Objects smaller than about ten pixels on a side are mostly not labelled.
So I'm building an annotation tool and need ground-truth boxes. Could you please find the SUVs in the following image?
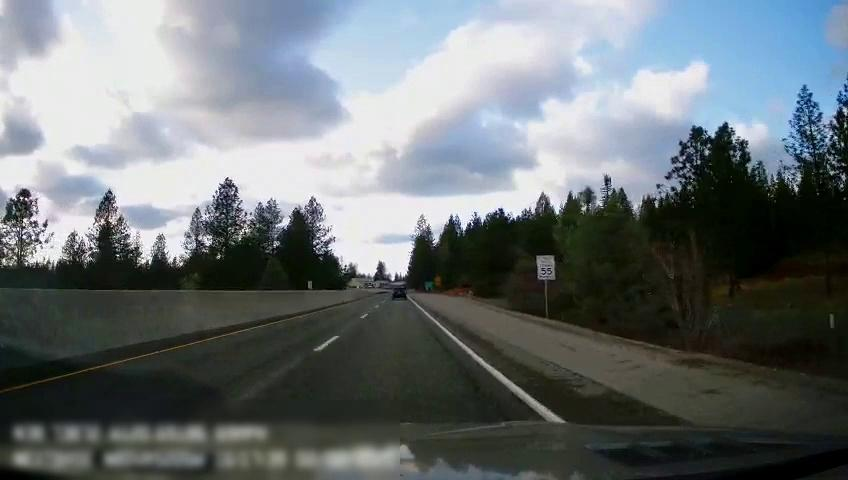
[391,287,408,302]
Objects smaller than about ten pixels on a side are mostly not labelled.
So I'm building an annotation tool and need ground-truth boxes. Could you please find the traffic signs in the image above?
[425,281,434,292]
[434,276,442,288]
